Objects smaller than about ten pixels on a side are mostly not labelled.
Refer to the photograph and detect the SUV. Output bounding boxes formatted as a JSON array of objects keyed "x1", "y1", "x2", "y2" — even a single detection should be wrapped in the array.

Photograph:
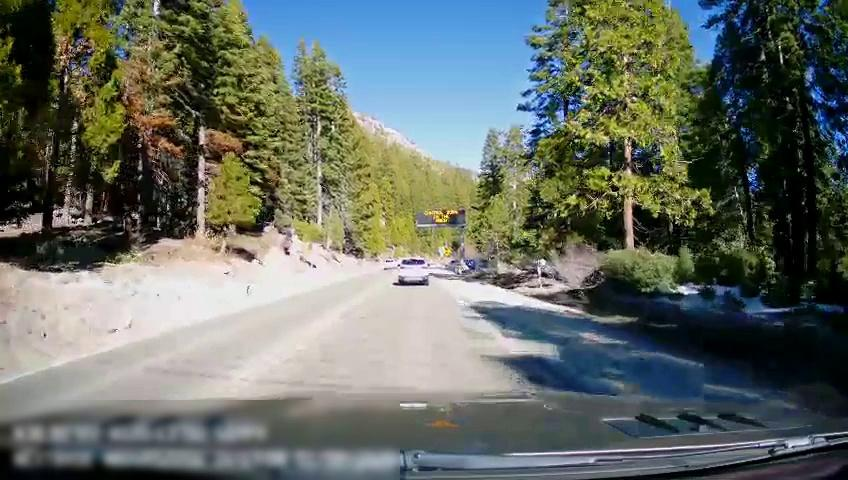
[{"x1": 397, "y1": 256, "x2": 431, "y2": 287}]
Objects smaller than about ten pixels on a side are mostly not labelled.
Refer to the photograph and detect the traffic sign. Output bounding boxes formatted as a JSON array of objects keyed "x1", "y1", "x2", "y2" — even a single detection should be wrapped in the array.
[{"x1": 415, "y1": 207, "x2": 467, "y2": 230}]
